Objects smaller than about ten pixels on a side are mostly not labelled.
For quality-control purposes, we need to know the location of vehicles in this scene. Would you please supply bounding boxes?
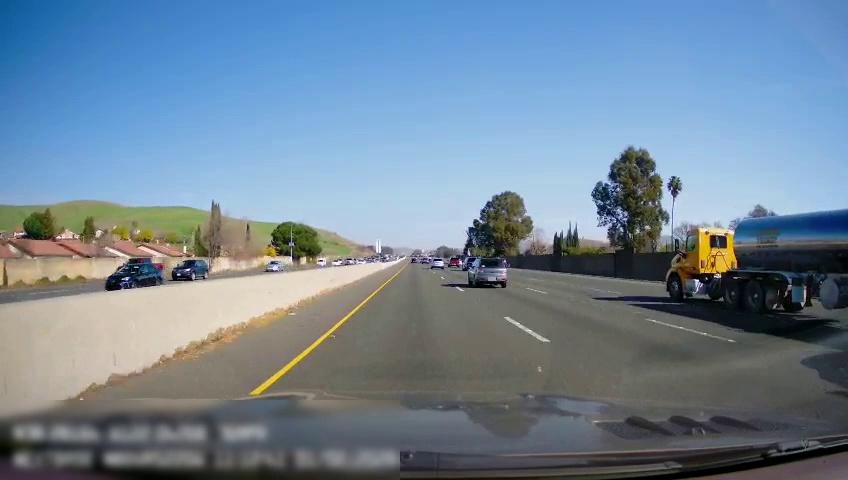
[331,258,344,266]
[128,255,164,270]
[468,258,508,288]
[463,256,475,271]
[343,257,356,265]
[172,259,210,281]
[665,209,848,313]
[265,260,285,273]
[104,263,163,292]
[430,257,445,269]
[317,257,327,267]
[448,256,460,267]
[355,257,367,266]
